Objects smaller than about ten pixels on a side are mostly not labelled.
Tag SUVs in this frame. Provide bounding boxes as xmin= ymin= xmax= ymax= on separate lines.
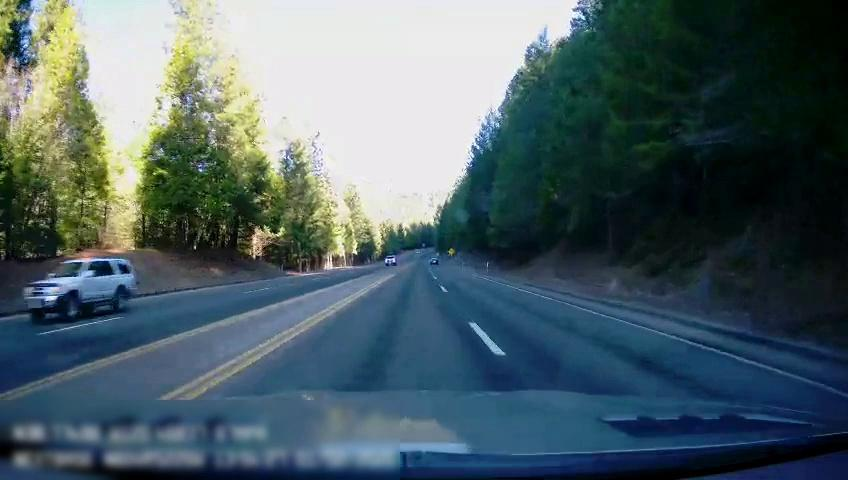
xmin=20 ymin=257 xmax=136 ymax=322
xmin=383 ymin=255 xmax=397 ymax=267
